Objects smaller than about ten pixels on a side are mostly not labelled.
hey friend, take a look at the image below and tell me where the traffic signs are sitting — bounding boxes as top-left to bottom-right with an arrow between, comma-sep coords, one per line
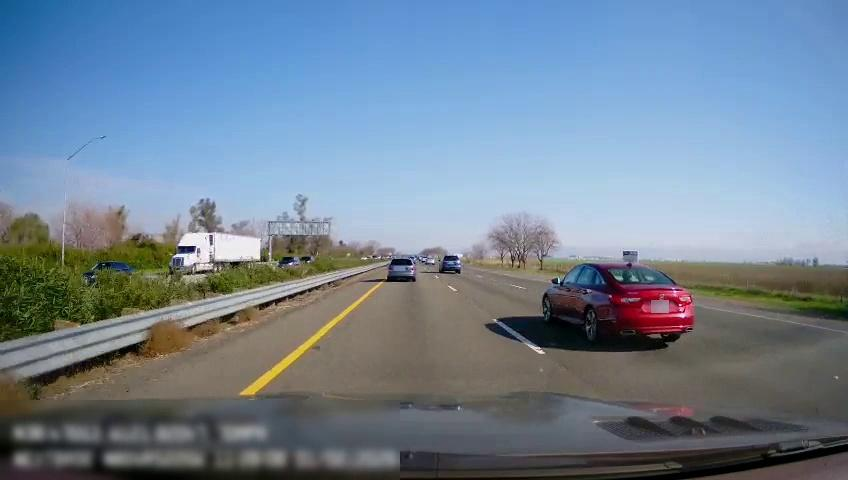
623,250 -> 639,268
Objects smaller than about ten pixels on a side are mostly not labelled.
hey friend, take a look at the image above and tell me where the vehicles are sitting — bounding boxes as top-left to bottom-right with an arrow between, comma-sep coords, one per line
300,255 -> 315,265
436,254 -> 462,274
540,261 -> 698,346
79,262 -> 134,289
276,256 -> 302,270
167,231 -> 260,276
386,257 -> 417,284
